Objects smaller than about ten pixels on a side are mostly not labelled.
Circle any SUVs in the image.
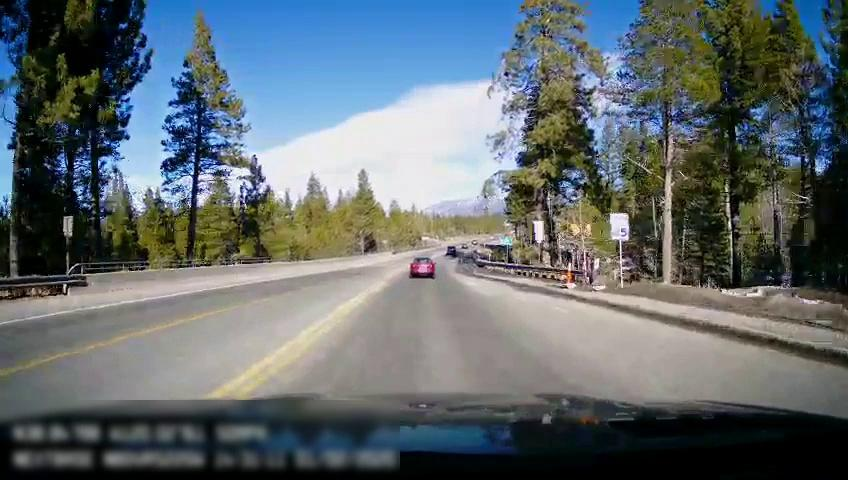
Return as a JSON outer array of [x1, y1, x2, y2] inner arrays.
[[446, 246, 459, 256]]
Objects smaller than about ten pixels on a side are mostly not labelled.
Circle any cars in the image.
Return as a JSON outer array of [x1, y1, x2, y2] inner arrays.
[[409, 257, 435, 277]]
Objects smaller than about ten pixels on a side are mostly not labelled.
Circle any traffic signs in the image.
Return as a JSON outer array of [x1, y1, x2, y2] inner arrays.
[[610, 213, 629, 241], [534, 221, 544, 235]]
